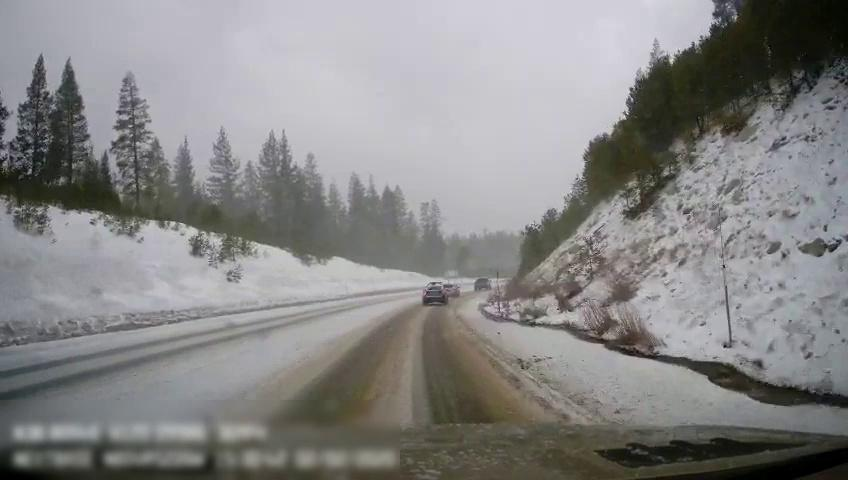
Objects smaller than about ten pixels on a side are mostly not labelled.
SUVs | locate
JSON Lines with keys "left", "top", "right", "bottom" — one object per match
{"left": 474, "top": 277, "right": 491, "bottom": 291}
{"left": 422, "top": 281, "right": 449, "bottom": 306}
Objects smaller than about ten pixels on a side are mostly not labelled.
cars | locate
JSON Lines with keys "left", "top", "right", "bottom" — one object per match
{"left": 446, "top": 284, "right": 460, "bottom": 297}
